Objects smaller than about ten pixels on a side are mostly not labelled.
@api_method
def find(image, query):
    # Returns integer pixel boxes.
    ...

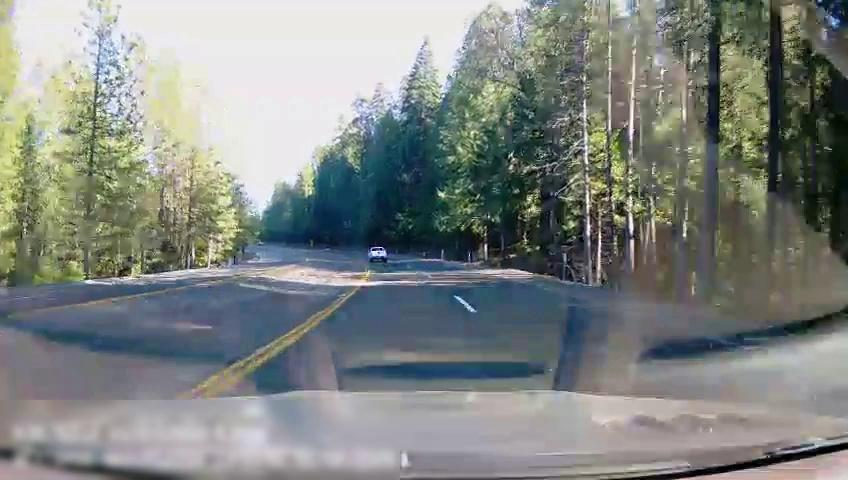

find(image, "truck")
[367,246,388,264]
